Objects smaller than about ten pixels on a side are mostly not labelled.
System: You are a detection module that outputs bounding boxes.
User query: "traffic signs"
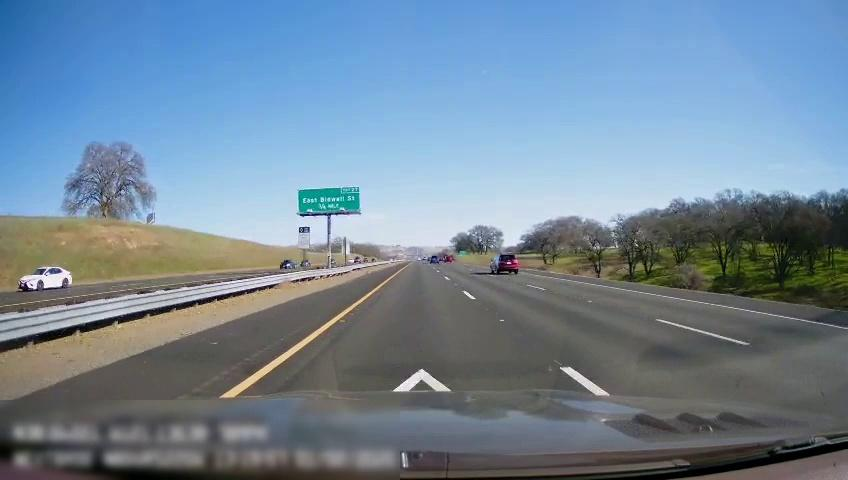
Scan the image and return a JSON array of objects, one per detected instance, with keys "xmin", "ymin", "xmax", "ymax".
[{"xmin": 298, "ymin": 185, "xmax": 359, "ymax": 213}]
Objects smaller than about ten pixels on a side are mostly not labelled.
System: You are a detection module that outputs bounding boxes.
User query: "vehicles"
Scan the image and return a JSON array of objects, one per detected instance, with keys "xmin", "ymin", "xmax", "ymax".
[
  {"xmin": 279, "ymin": 259, "xmax": 295, "ymax": 270},
  {"xmin": 490, "ymin": 253, "xmax": 520, "ymax": 276},
  {"xmin": 18, "ymin": 267, "xmax": 73, "ymax": 292},
  {"xmin": 299, "ymin": 258, "xmax": 312, "ymax": 267}
]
